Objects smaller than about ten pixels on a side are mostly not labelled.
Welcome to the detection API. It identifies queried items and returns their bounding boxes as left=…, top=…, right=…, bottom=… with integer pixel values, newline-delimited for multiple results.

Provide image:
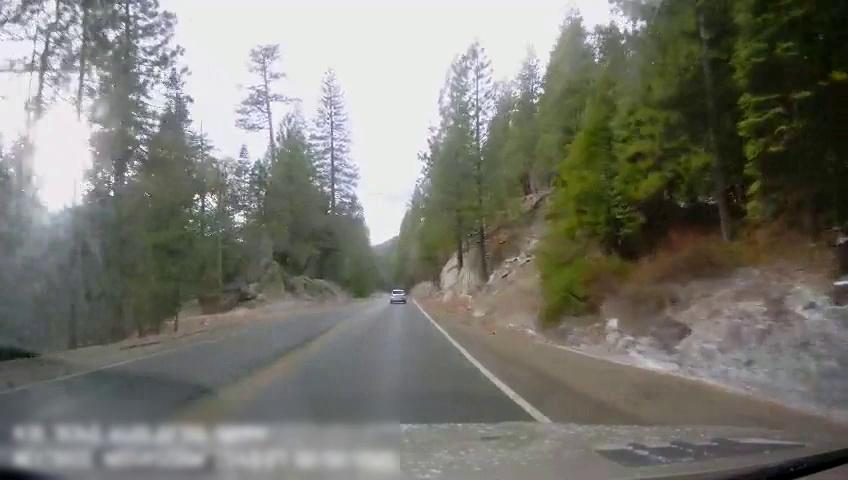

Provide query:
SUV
left=389, top=289, right=407, bottom=304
